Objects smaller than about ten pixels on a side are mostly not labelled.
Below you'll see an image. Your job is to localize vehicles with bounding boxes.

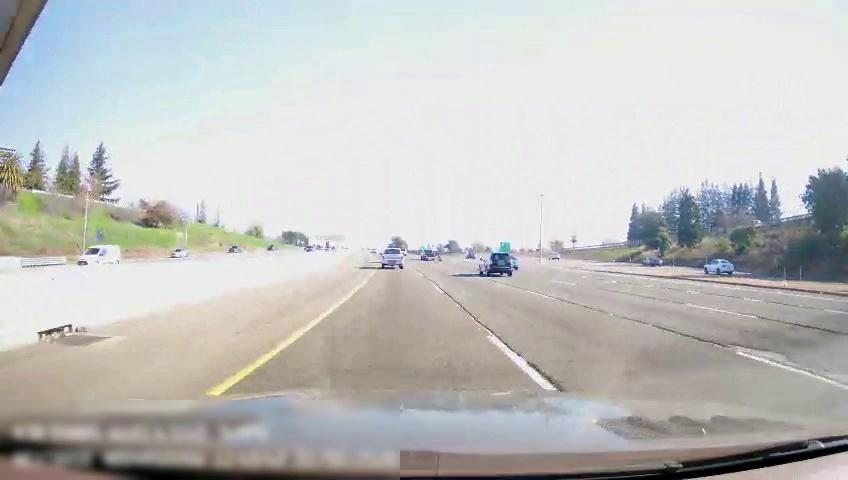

[703,258,735,276]
[228,245,242,254]
[465,252,477,260]
[508,256,520,271]
[420,249,433,261]
[169,248,189,259]
[642,257,664,267]
[76,245,121,266]
[548,252,561,261]
[478,251,515,278]
[379,247,404,269]
[423,254,442,262]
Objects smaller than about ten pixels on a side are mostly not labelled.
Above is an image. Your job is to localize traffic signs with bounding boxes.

[499,241,511,254]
